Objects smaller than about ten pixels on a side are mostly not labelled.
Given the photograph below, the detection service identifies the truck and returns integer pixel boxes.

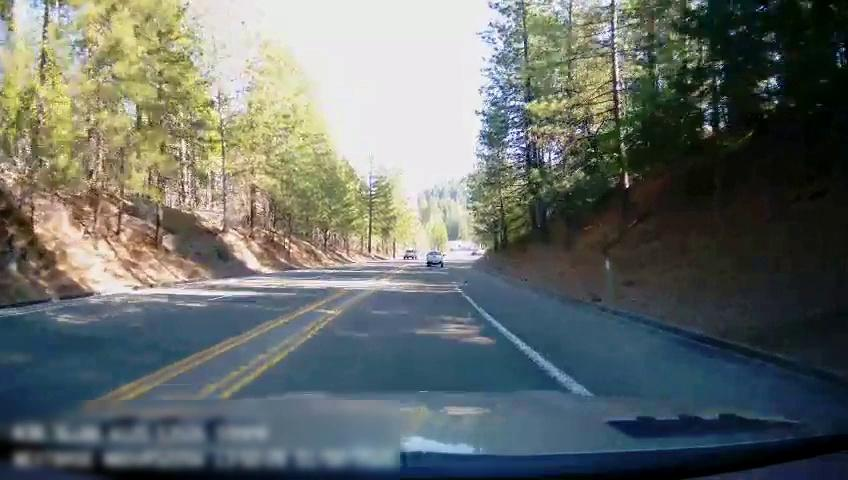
[425,249,447,268]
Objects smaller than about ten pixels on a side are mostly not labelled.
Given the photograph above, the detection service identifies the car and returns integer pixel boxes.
[403,247,417,260]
